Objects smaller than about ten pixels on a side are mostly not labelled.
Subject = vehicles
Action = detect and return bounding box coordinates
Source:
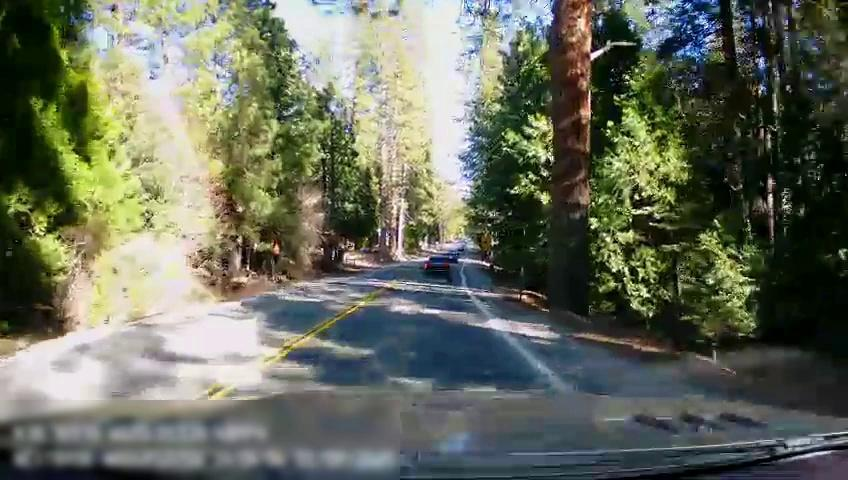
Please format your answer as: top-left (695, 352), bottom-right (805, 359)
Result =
top-left (426, 255), bottom-right (451, 276)
top-left (444, 252), bottom-right (459, 264)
